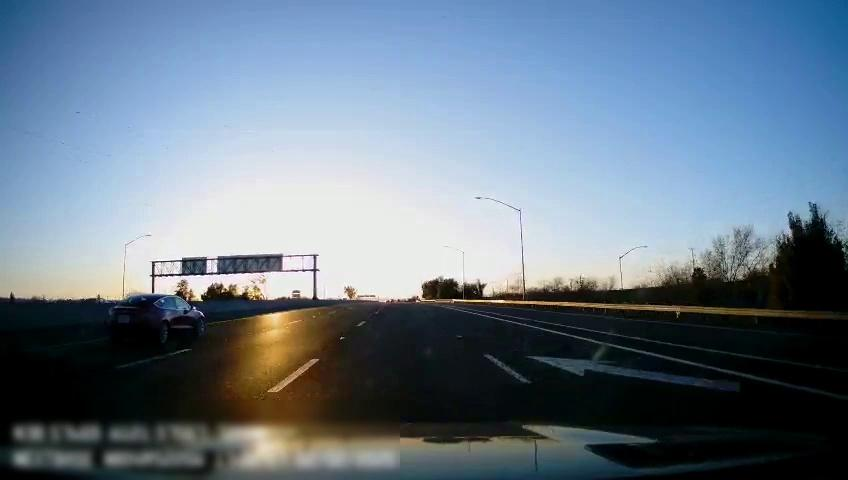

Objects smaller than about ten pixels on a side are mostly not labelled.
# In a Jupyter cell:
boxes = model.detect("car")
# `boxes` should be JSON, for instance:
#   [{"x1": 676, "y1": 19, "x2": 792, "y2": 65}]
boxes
[{"x1": 104, "y1": 294, "x2": 207, "y2": 346}]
